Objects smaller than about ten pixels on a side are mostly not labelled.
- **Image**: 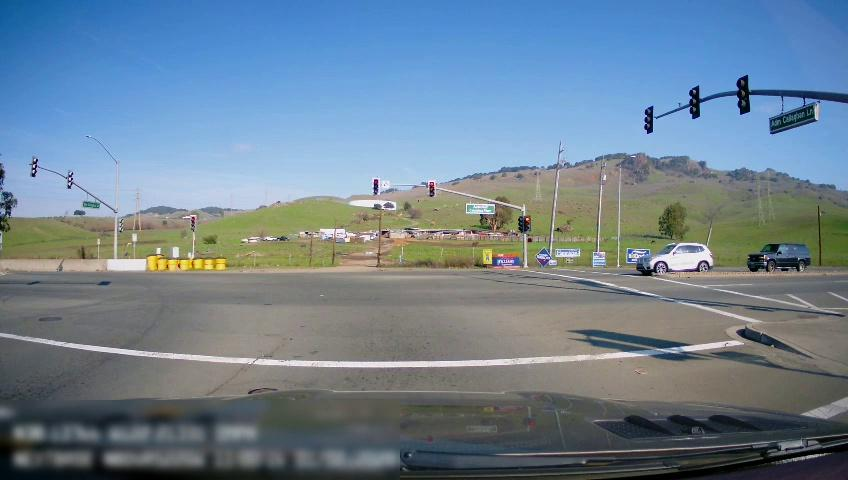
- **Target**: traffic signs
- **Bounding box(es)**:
[464,201,497,216]
[768,100,821,135]
[81,199,101,209]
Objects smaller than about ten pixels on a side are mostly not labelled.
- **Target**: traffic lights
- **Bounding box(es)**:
[66,168,75,190]
[523,214,533,232]
[735,74,751,115]
[643,104,655,135]
[687,84,702,120]
[30,156,40,178]
[426,178,437,197]
[517,215,525,232]
[189,214,198,232]
[116,215,125,233]
[371,176,382,196]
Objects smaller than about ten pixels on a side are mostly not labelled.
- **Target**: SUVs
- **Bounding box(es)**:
[636,242,714,276]
[745,243,811,273]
